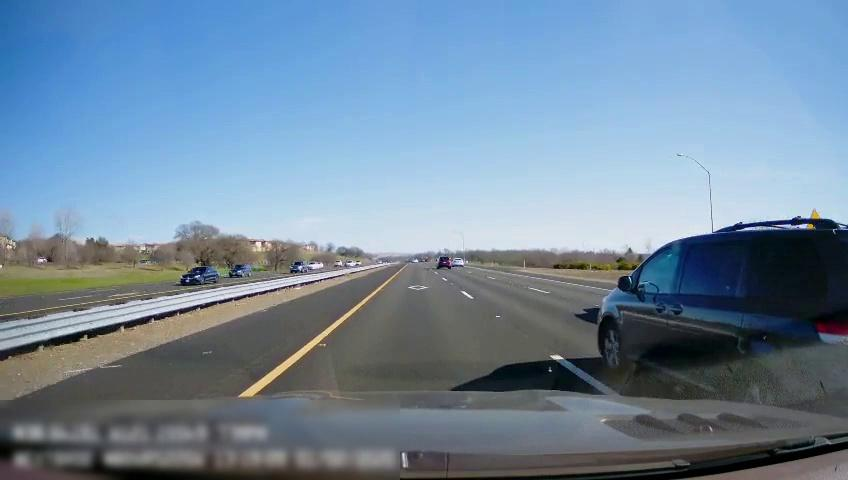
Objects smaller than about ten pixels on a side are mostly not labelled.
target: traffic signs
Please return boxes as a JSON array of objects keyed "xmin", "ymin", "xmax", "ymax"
[{"xmin": 808, "ymin": 209, "xmax": 825, "ymax": 227}]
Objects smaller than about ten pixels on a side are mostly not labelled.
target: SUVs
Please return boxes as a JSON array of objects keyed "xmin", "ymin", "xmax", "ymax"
[
  {"xmin": 435, "ymin": 255, "xmax": 451, "ymax": 270},
  {"xmin": 289, "ymin": 261, "xmax": 308, "ymax": 274}
]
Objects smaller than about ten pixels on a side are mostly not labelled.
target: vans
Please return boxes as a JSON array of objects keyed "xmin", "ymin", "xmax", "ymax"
[{"xmin": 594, "ymin": 228, "xmax": 848, "ymax": 412}]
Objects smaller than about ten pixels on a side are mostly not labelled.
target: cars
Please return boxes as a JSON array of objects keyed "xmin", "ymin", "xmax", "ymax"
[
  {"xmin": 307, "ymin": 261, "xmax": 324, "ymax": 272},
  {"xmin": 452, "ymin": 257, "xmax": 464, "ymax": 267},
  {"xmin": 228, "ymin": 264, "xmax": 252, "ymax": 278},
  {"xmin": 180, "ymin": 266, "xmax": 220, "ymax": 286}
]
